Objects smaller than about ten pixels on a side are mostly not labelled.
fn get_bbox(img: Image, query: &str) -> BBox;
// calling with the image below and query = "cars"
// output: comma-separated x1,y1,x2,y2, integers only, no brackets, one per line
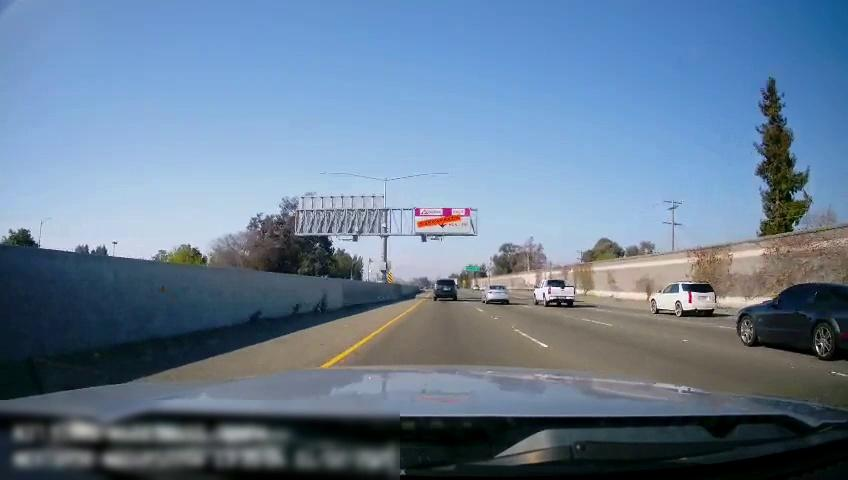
481,284,509,304
735,280,848,361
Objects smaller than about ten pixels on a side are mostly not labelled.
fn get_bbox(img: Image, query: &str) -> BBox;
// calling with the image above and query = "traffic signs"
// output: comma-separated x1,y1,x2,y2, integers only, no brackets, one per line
464,265,481,273
387,272,393,285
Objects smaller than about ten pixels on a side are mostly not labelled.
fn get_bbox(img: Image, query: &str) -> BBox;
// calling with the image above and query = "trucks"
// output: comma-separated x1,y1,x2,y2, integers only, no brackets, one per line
533,279,576,307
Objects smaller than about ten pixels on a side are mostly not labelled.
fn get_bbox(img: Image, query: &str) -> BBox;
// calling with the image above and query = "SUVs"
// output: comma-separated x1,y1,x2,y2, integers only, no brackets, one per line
432,279,457,301
649,280,717,317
